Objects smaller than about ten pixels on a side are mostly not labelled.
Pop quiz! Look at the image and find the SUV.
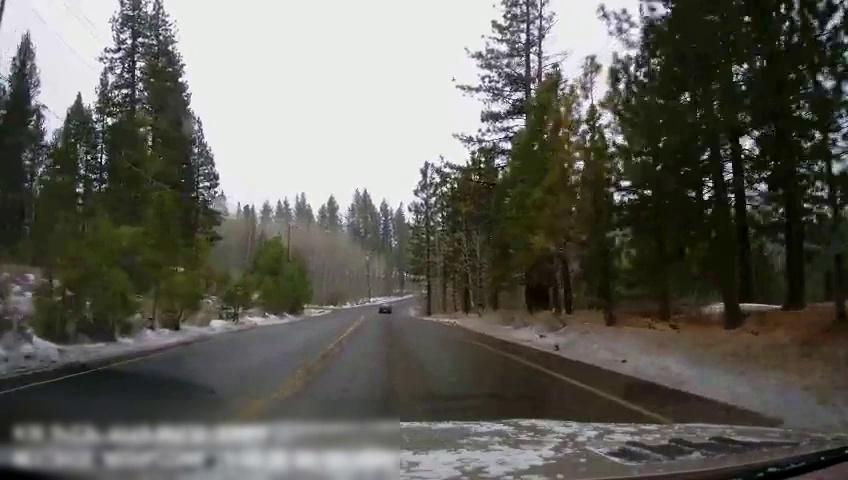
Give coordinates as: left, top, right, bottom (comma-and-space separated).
378, 301, 394, 314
